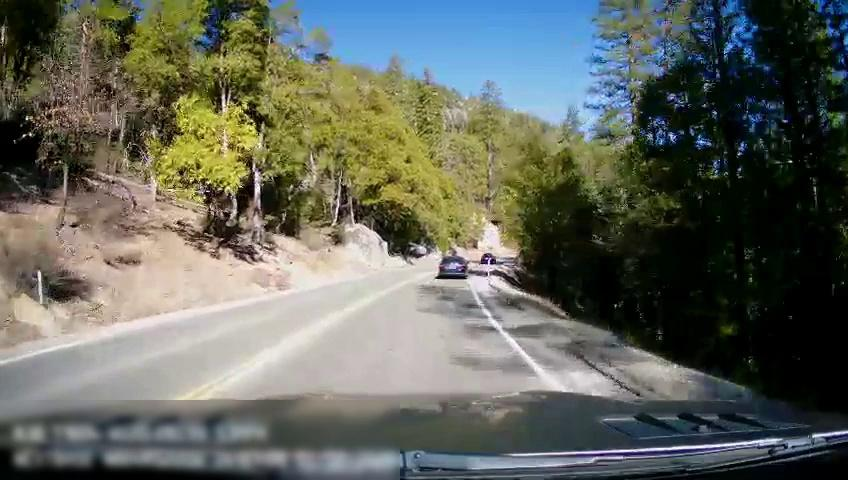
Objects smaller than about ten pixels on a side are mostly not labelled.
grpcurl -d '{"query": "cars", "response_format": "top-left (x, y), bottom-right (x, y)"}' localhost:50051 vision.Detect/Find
top-left (480, 252), bottom-right (497, 265)
top-left (438, 255), bottom-right (470, 279)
